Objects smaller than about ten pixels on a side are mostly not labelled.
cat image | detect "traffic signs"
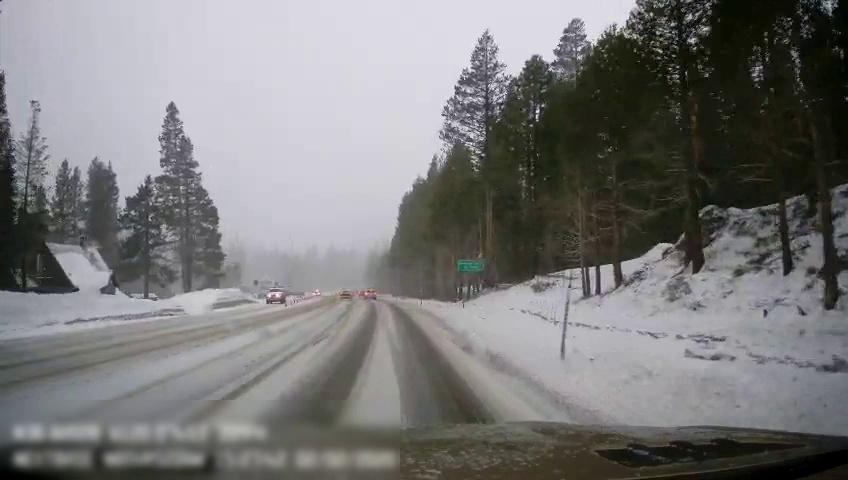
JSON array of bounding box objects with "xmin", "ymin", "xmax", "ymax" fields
[{"xmin": 456, "ymin": 258, "xmax": 486, "ymax": 274}]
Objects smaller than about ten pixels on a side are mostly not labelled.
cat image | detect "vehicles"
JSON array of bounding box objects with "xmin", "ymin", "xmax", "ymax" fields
[
  {"xmin": 363, "ymin": 288, "xmax": 377, "ymax": 300},
  {"xmin": 286, "ymin": 289, "xmax": 306, "ymax": 297},
  {"xmin": 265, "ymin": 287, "xmax": 286, "ymax": 305},
  {"xmin": 339, "ymin": 289, "xmax": 353, "ymax": 301}
]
